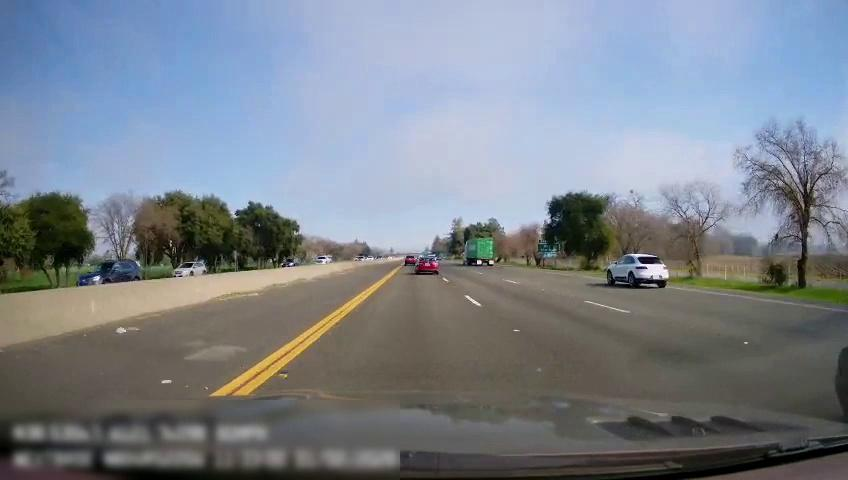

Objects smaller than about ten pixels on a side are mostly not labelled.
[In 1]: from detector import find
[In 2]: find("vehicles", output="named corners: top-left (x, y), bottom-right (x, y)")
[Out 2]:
top-left (605, 253), bottom-right (670, 290)
top-left (314, 255), bottom-right (332, 265)
top-left (281, 257), bottom-right (302, 268)
top-left (832, 342), bottom-right (848, 421)
top-left (415, 258), bottom-right (439, 275)
top-left (172, 260), bottom-right (208, 278)
top-left (462, 238), bottom-right (495, 266)
top-left (77, 258), bottom-right (144, 287)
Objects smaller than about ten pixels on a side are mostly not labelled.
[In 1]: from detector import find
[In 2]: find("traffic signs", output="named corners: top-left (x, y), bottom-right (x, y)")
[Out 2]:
top-left (537, 239), bottom-right (562, 258)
